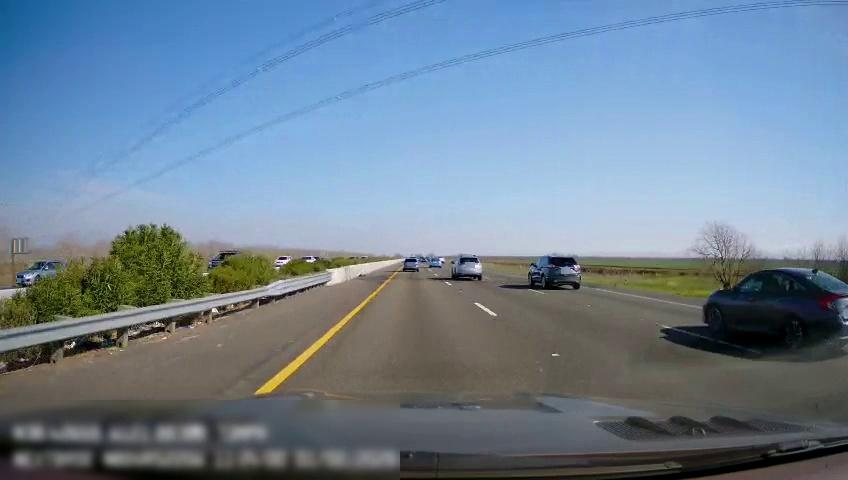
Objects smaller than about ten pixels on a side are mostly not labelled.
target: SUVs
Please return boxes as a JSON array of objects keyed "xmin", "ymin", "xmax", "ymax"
[
  {"xmin": 450, "ymin": 255, "xmax": 482, "ymax": 281},
  {"xmin": 275, "ymin": 256, "xmax": 294, "ymax": 268},
  {"xmin": 428, "ymin": 257, "xmax": 442, "ymax": 269},
  {"xmin": 208, "ymin": 250, "xmax": 240, "ymax": 269},
  {"xmin": 527, "ymin": 256, "xmax": 582, "ymax": 291},
  {"xmin": 15, "ymin": 260, "xmax": 66, "ymax": 288}
]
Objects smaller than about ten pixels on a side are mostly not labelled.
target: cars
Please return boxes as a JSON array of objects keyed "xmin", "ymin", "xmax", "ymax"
[
  {"xmin": 300, "ymin": 255, "xmax": 319, "ymax": 264},
  {"xmin": 703, "ymin": 267, "xmax": 848, "ymax": 355},
  {"xmin": 402, "ymin": 257, "xmax": 420, "ymax": 272}
]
